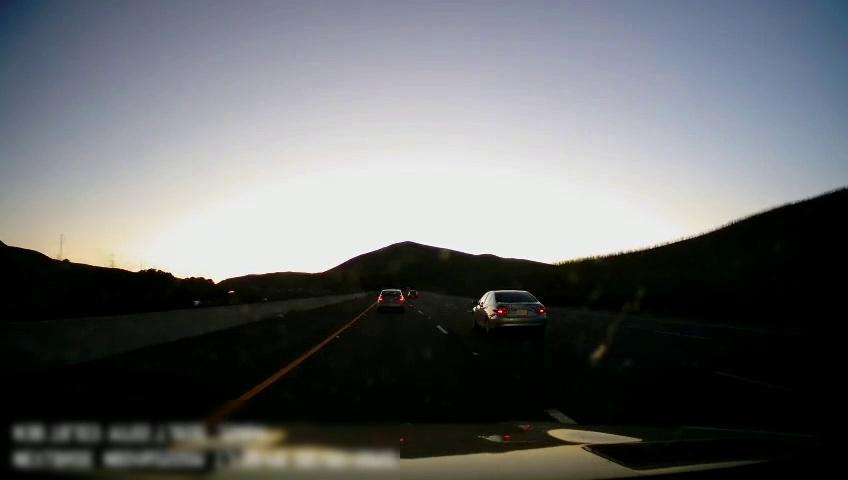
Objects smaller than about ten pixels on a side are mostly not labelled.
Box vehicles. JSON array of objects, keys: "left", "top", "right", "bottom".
[
  {"left": 472, "top": 290, "right": 546, "bottom": 336},
  {"left": 408, "top": 290, "right": 419, "bottom": 298},
  {"left": 377, "top": 289, "right": 405, "bottom": 313}
]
